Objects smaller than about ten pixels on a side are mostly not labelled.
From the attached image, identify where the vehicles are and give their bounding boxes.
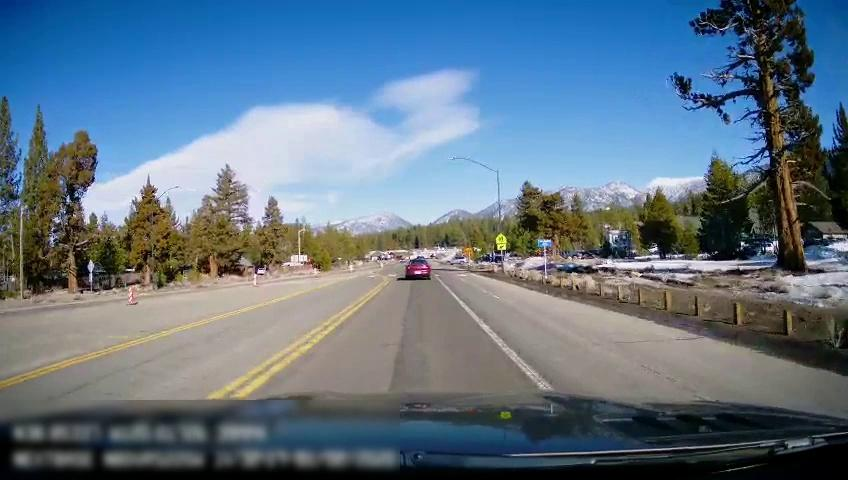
[481,253,503,263]
[446,256,465,265]
[406,260,431,279]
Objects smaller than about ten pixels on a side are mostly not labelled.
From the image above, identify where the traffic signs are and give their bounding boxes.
[496,243,507,251]
[537,239,553,248]
[495,232,507,244]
